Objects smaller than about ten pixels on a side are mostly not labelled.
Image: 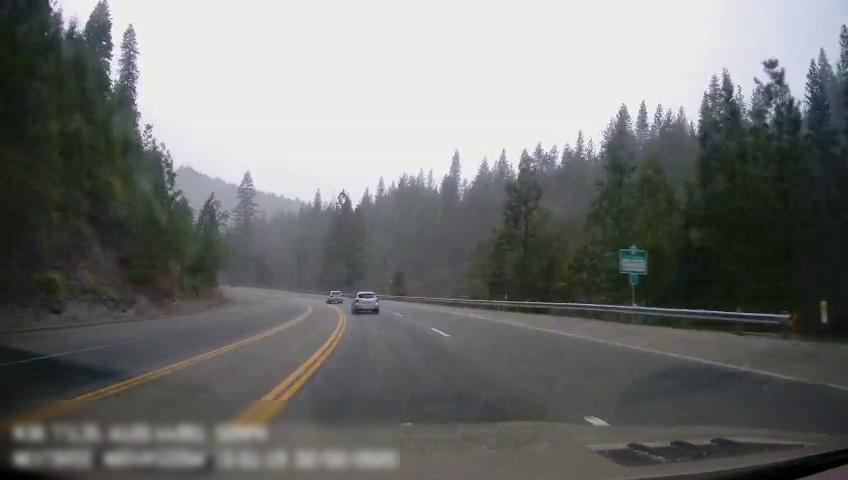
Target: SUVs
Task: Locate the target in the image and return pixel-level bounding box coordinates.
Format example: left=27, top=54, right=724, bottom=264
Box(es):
left=326, top=291, right=343, bottom=303
left=351, top=291, right=379, bottom=314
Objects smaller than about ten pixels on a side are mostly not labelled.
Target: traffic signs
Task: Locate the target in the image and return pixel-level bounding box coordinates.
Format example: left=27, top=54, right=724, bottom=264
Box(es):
left=628, top=274, right=639, bottom=285
left=618, top=249, right=648, bottom=275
